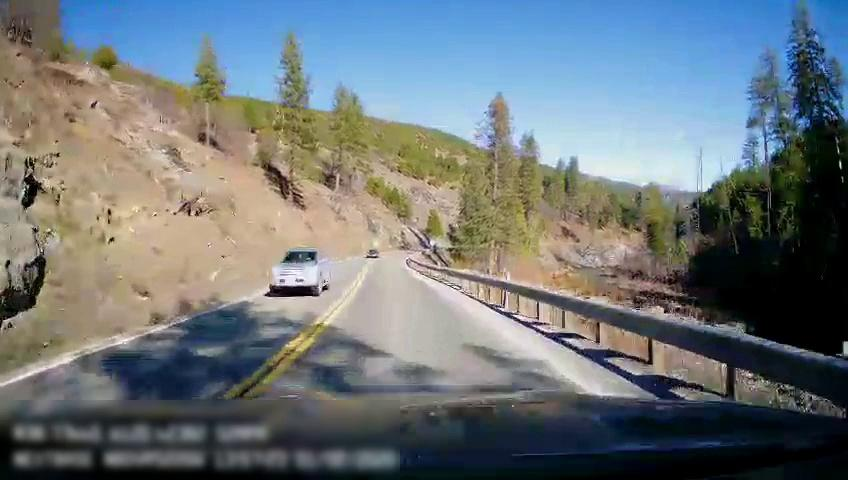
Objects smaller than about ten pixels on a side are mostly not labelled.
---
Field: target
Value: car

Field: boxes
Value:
[366,249,381,259]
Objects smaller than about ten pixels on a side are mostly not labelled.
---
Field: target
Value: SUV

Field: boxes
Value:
[269,248,331,297]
